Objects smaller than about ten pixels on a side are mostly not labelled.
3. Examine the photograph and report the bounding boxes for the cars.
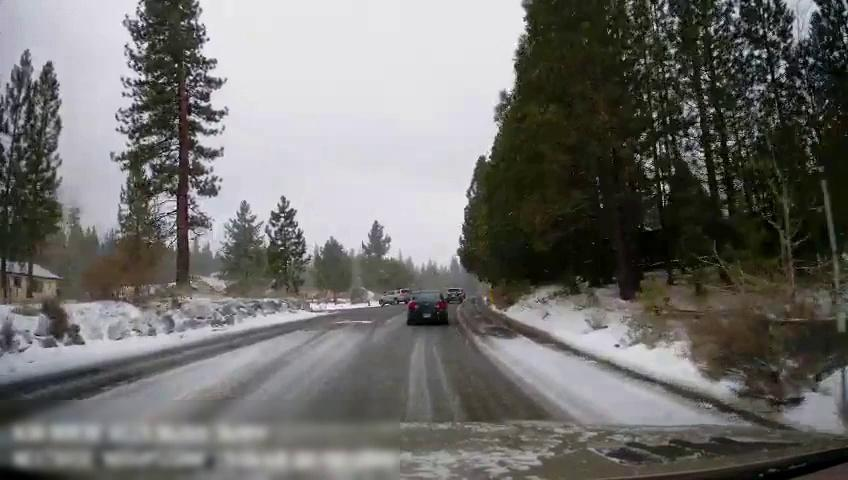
[447,287,465,303]
[407,291,449,326]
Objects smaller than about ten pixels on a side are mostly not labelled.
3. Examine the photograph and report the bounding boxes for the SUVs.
[378,289,409,308]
